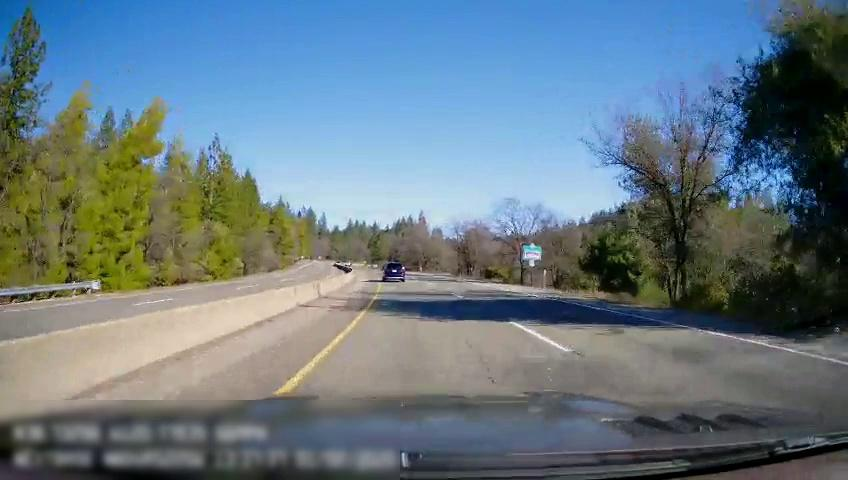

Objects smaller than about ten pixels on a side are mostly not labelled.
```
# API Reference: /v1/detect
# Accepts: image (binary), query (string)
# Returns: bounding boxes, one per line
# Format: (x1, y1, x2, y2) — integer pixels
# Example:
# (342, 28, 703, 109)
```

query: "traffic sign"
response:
(523, 245, 543, 261)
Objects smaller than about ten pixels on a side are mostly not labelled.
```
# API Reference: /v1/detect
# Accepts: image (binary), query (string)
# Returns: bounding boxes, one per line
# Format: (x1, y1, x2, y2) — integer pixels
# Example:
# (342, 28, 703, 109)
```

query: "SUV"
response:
(381, 262, 406, 283)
